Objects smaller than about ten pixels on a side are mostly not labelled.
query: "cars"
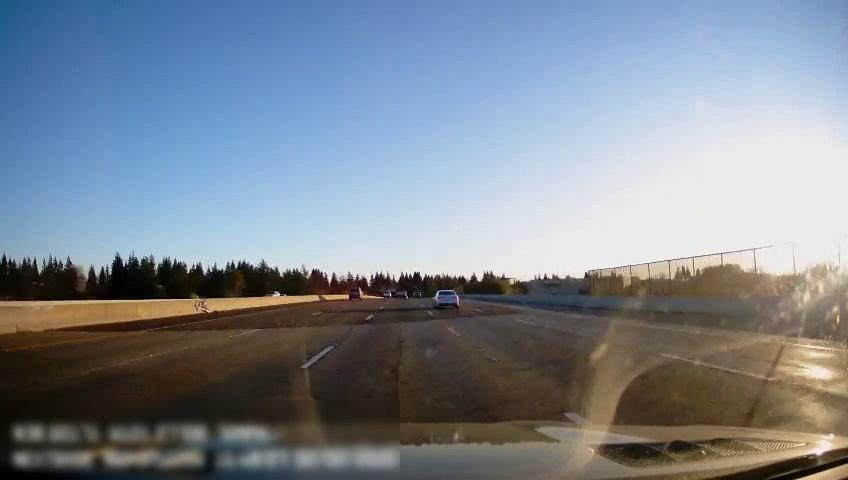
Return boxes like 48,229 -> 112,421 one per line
432,289 -> 459,310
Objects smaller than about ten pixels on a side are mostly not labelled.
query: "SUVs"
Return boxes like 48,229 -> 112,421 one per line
348,288 -> 362,301
264,290 -> 281,297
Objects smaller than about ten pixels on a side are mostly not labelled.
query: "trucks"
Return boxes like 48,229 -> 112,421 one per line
395,288 -> 408,299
